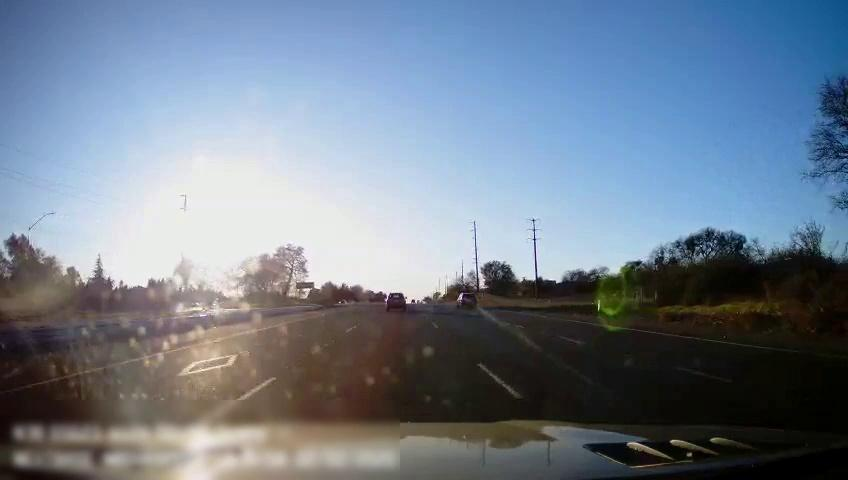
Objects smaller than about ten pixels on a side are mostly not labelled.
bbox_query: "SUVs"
[457,292,477,308]
[386,292,408,312]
